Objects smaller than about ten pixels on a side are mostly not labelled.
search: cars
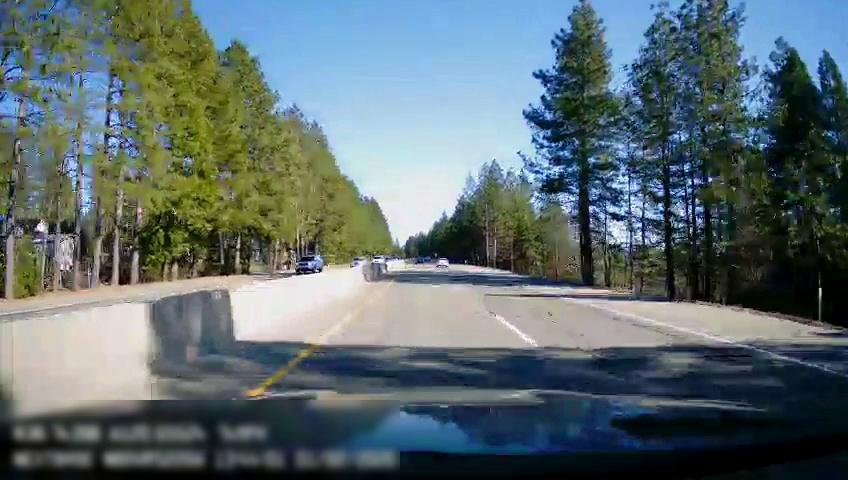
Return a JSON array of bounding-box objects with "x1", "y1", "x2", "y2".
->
[
  {"x1": 435, "y1": 257, "x2": 449, "y2": 268},
  {"x1": 351, "y1": 256, "x2": 369, "y2": 268}
]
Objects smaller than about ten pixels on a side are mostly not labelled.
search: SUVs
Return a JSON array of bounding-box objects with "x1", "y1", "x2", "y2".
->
[
  {"x1": 370, "y1": 255, "x2": 386, "y2": 265},
  {"x1": 294, "y1": 255, "x2": 324, "y2": 275}
]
